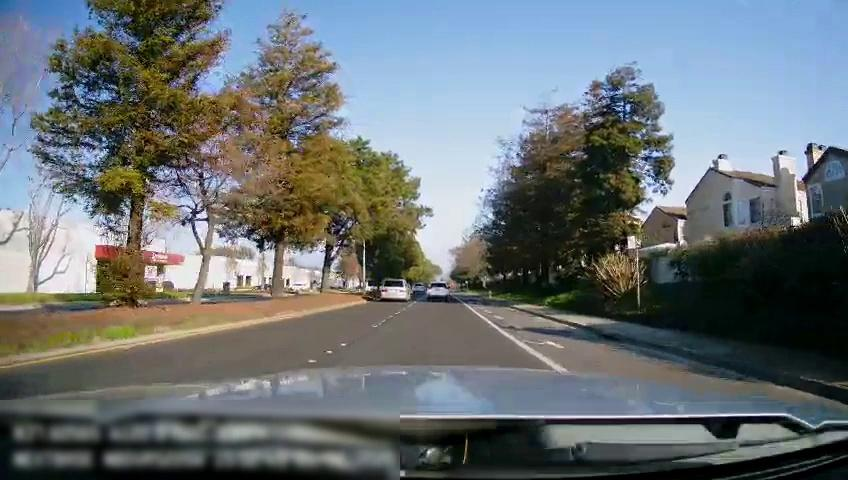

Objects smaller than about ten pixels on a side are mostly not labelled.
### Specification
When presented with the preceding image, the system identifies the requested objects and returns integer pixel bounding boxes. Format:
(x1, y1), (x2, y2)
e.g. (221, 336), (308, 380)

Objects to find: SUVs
(412, 282), (426, 295)
(425, 281), (450, 301)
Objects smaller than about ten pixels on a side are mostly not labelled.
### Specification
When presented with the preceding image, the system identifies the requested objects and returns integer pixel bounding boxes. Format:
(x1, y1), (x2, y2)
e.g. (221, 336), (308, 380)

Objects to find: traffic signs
(627, 235), (637, 249)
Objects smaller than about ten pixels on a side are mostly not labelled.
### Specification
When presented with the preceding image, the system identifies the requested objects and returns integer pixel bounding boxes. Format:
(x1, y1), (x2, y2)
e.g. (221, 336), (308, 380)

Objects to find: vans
(379, 277), (413, 302)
